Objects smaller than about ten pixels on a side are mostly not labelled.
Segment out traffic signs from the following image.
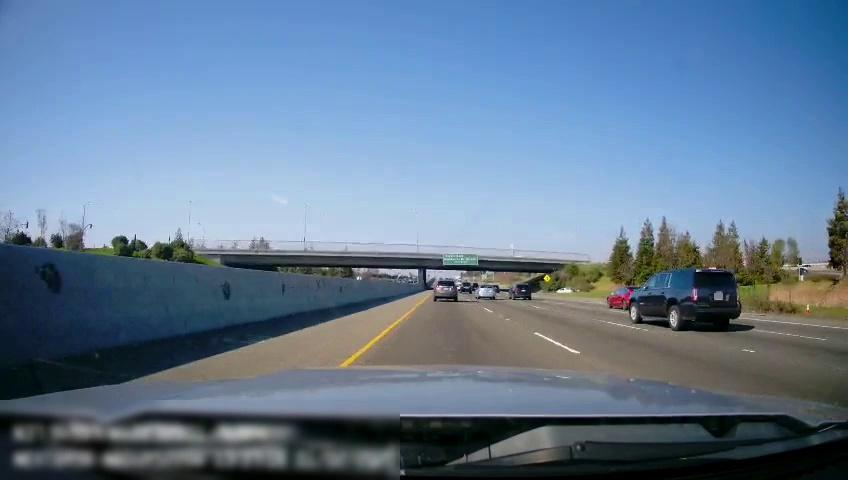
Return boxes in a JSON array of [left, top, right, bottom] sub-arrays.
[[442, 255, 479, 266]]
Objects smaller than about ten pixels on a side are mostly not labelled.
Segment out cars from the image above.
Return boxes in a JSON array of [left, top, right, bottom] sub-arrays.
[[606, 287, 641, 311], [473, 283, 495, 300]]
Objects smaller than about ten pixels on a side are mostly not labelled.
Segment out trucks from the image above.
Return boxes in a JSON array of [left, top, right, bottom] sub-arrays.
[[460, 282, 472, 294], [556, 288, 573, 293]]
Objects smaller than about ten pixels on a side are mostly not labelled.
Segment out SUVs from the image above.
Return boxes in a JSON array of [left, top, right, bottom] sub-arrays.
[[433, 281, 458, 302], [509, 283, 532, 301], [627, 268, 742, 331]]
